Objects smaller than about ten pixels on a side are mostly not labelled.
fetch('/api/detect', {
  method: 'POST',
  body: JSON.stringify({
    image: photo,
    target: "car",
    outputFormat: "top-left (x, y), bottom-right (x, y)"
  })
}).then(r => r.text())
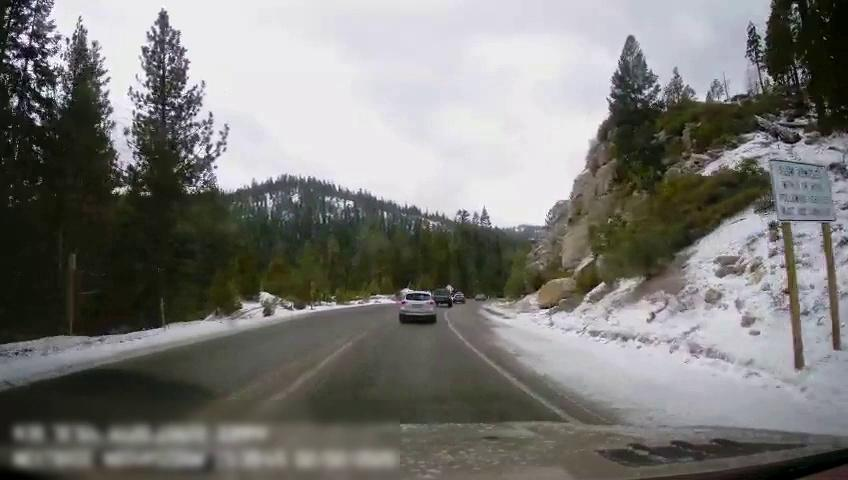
top-left (453, 293), bottom-right (466, 303)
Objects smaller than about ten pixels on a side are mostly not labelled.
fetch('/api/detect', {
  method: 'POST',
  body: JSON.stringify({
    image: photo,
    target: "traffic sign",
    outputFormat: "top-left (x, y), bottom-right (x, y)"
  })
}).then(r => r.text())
top-left (770, 158), bottom-right (836, 223)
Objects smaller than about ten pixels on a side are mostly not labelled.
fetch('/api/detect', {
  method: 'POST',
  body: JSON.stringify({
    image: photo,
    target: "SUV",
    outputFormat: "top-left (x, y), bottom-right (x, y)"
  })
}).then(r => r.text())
top-left (400, 291), bottom-right (437, 323)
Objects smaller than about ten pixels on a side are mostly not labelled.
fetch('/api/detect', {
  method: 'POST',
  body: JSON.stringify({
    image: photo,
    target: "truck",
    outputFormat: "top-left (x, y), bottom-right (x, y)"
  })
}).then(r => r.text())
top-left (432, 289), bottom-right (452, 307)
